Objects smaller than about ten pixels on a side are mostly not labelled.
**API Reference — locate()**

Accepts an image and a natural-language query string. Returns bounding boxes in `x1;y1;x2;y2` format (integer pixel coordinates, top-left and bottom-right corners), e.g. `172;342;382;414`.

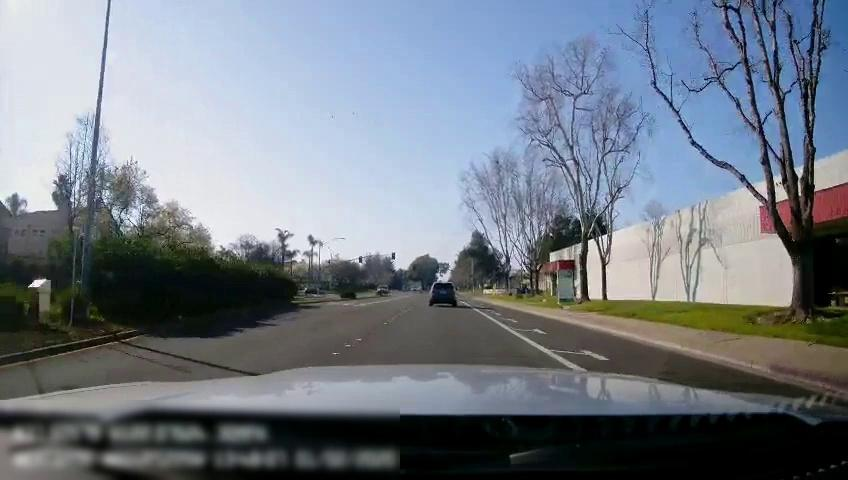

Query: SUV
429;282;457;308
